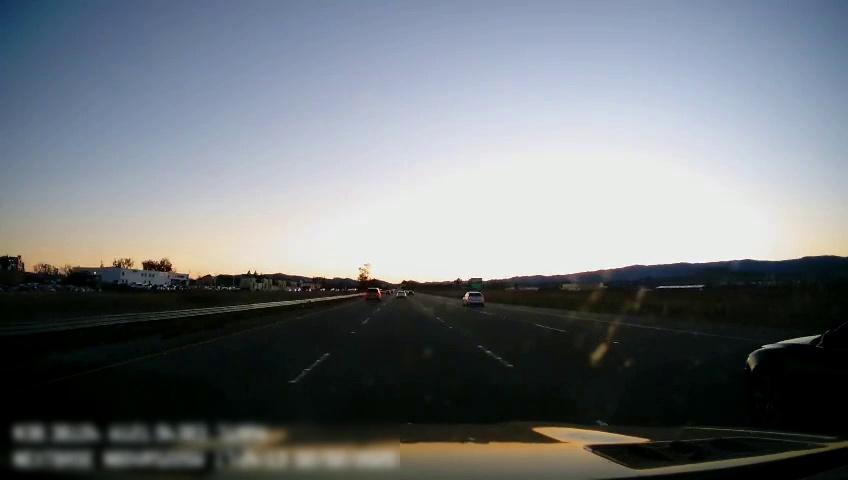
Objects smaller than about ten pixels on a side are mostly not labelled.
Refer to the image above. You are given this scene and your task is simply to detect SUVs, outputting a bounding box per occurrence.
[365,288,382,302]
[462,292,485,309]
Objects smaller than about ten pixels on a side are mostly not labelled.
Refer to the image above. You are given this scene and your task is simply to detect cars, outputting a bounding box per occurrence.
[395,290,407,300]
[742,319,848,438]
